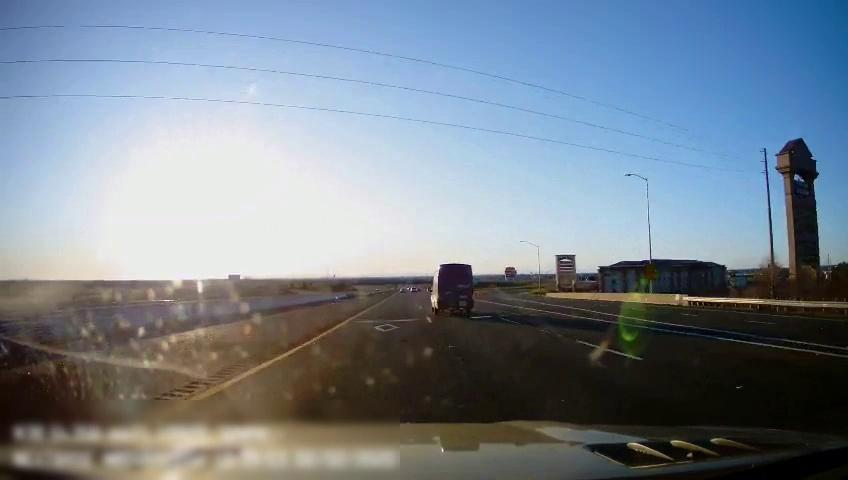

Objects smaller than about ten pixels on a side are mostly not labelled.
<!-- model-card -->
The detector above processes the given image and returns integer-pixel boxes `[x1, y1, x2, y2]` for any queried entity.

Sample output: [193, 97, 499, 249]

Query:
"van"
[432, 262, 473, 316]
